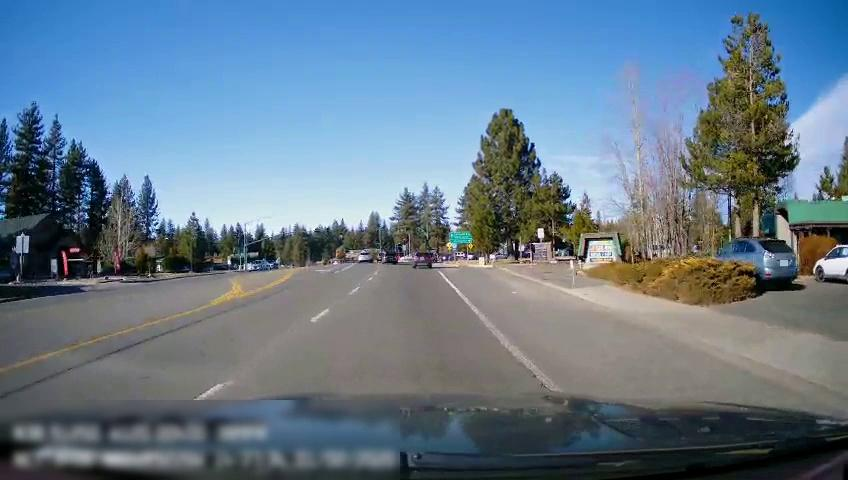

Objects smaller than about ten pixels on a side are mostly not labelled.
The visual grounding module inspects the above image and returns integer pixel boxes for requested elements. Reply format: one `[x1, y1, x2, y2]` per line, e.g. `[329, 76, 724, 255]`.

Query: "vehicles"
[412, 253, 432, 268]
[720, 238, 799, 289]
[813, 245, 848, 283]
[358, 252, 371, 264]
[247, 259, 274, 273]
[381, 251, 399, 265]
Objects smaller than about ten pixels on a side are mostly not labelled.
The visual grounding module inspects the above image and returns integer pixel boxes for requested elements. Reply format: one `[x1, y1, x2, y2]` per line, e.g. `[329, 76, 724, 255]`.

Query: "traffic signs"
[449, 232, 472, 244]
